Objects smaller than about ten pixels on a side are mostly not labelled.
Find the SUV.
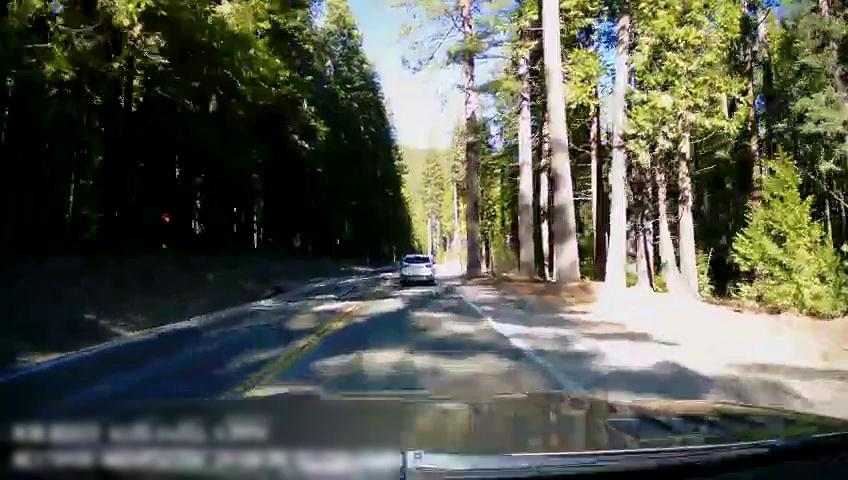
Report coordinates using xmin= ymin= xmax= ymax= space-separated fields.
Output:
xmin=399 ymin=253 xmax=437 ymax=285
